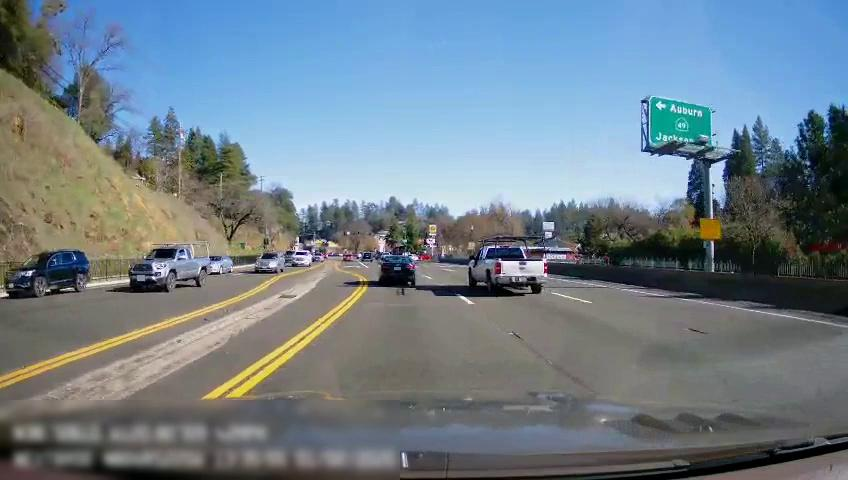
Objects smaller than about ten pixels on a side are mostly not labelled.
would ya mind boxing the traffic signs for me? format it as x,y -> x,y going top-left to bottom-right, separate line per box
699,217 -> 722,240
647,95 -> 713,158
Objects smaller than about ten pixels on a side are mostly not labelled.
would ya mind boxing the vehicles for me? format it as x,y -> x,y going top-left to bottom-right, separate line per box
209,255 -> 234,276
282,250 -> 298,264
377,255 -> 420,287
380,251 -> 391,260
361,253 -> 373,262
311,251 -> 324,262
356,252 -> 364,260
3,248 -> 92,298
467,233 -> 549,297
128,241 -> 211,293
290,250 -> 312,268
254,252 -> 285,274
